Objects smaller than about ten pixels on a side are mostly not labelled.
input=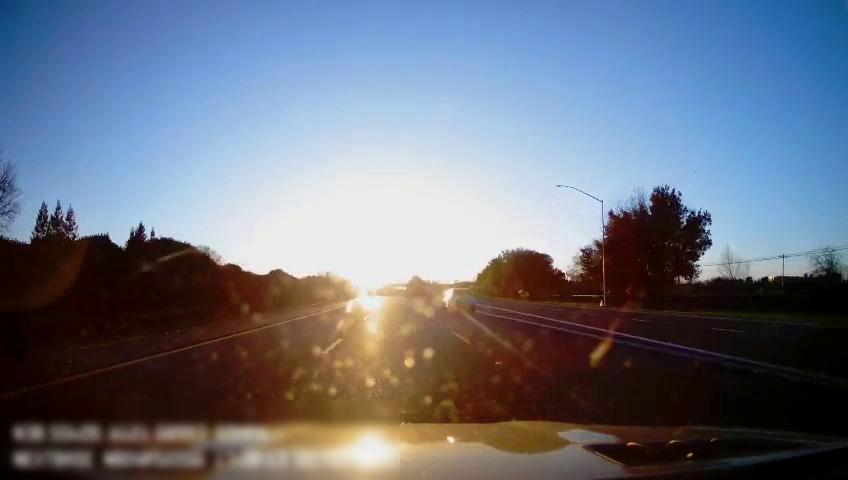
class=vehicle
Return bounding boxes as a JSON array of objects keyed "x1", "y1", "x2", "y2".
[{"x1": 439, "y1": 286, "x2": 477, "y2": 318}]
